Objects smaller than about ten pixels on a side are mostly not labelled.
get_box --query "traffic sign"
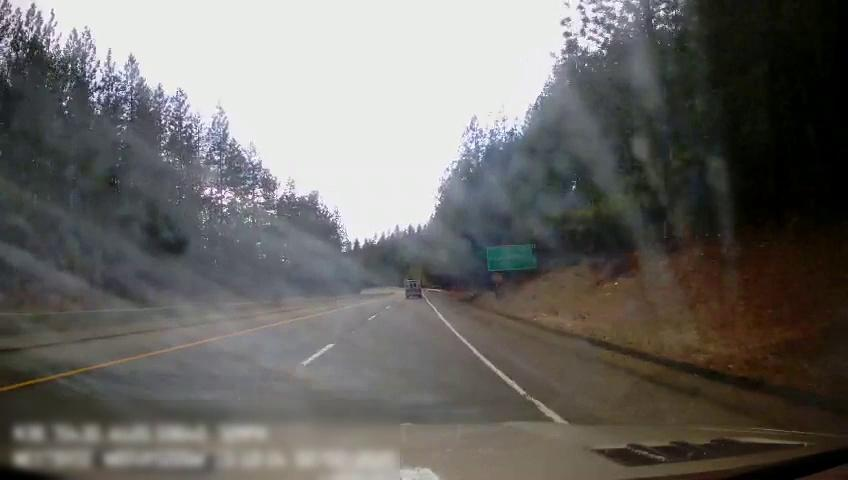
[486,243,537,272]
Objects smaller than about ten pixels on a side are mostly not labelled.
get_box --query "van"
[405,279,422,299]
